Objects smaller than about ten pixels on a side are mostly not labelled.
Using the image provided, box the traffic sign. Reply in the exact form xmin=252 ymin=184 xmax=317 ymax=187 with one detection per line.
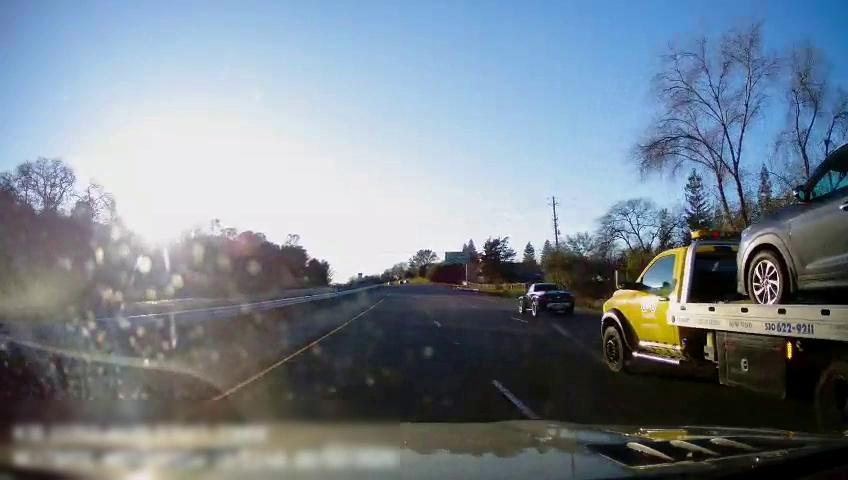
xmin=445 ymin=252 xmax=468 ymax=264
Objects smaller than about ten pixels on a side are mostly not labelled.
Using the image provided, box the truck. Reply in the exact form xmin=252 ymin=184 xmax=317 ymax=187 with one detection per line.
xmin=600 ymin=142 xmax=848 ymax=435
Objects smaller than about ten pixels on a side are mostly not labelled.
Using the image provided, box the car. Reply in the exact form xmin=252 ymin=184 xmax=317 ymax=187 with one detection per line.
xmin=518 ymin=283 xmax=576 ymax=317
